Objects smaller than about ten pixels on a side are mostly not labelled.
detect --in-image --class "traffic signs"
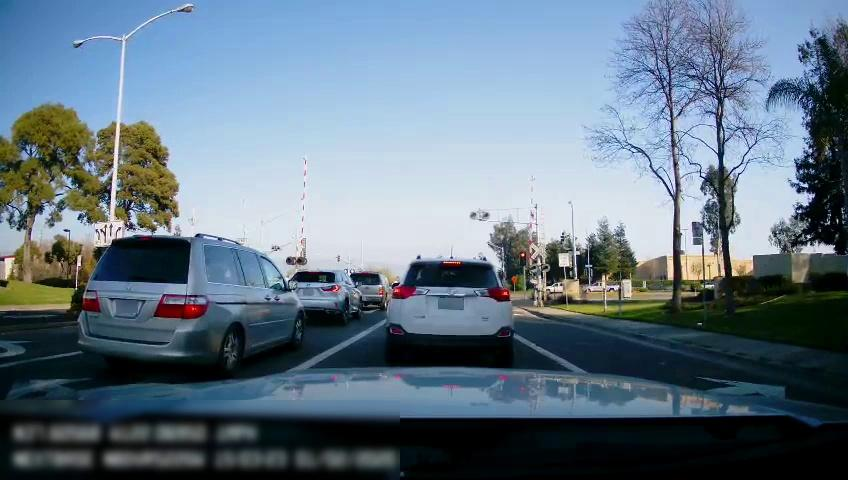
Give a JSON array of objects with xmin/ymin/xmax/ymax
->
[
  {"xmin": 530, "ymin": 243, "xmax": 547, "ymax": 259},
  {"xmin": 558, "ymin": 252, "xmax": 570, "ymax": 267},
  {"xmin": 691, "ymin": 221, "xmax": 703, "ymax": 238},
  {"xmin": 93, "ymin": 219, "xmax": 125, "ymax": 248}
]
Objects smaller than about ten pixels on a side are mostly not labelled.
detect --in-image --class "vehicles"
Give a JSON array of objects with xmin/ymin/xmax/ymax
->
[
  {"xmin": 76, "ymin": 232, "xmax": 305, "ymax": 379},
  {"xmin": 583, "ymin": 281, "xmax": 621, "ymax": 293},
  {"xmin": 700, "ymin": 281, "xmax": 715, "ymax": 289},
  {"xmin": 348, "ymin": 271, "xmax": 395, "ymax": 311},
  {"xmin": 286, "ymin": 270, "xmax": 362, "ymax": 326},
  {"xmin": 385, "ymin": 255, "xmax": 515, "ymax": 361},
  {"xmin": 545, "ymin": 281, "xmax": 564, "ymax": 295}
]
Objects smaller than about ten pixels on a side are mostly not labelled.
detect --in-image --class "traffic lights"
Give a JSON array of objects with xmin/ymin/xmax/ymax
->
[
  {"xmin": 296, "ymin": 256, "xmax": 308, "ymax": 266},
  {"xmin": 560, "ymin": 232, "xmax": 565, "ymax": 245},
  {"xmin": 301, "ymin": 237, "xmax": 307, "ymax": 252},
  {"xmin": 285, "ymin": 256, "xmax": 297, "ymax": 266},
  {"xmin": 519, "ymin": 251, "xmax": 527, "ymax": 267}
]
